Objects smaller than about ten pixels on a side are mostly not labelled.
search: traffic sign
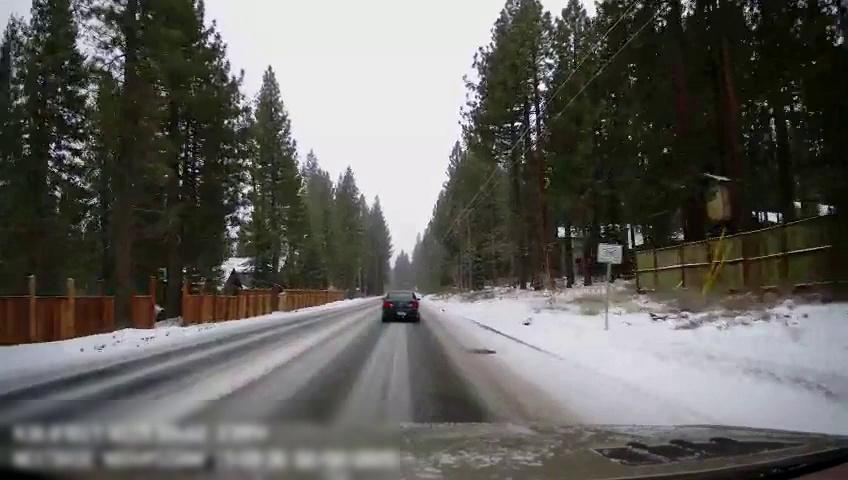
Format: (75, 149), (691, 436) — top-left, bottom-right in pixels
(597, 242), (623, 264)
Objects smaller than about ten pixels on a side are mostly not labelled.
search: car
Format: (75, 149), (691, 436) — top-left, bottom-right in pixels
(381, 291), (421, 323)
